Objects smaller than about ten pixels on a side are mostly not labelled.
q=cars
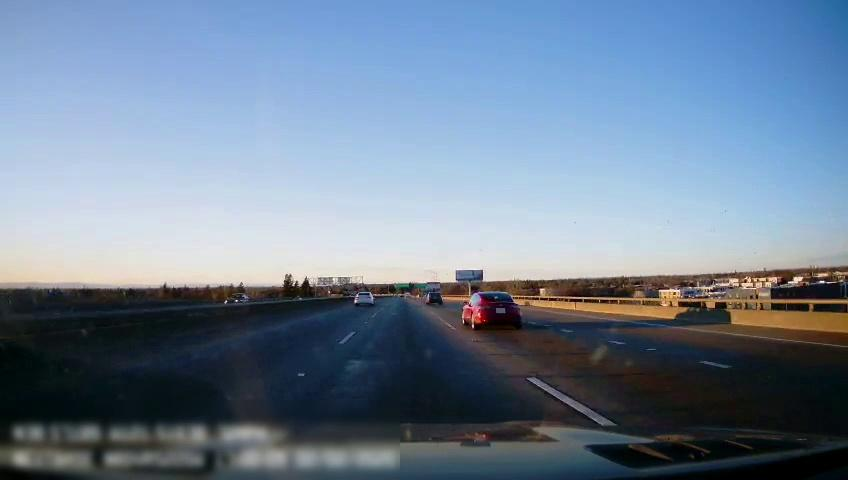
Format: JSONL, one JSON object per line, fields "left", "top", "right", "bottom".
{"left": 354, "top": 291, "right": 375, "bottom": 306}
{"left": 425, "top": 292, "right": 443, "bottom": 305}
{"left": 224, "top": 292, "right": 249, "bottom": 304}
{"left": 461, "top": 291, "right": 522, "bottom": 331}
